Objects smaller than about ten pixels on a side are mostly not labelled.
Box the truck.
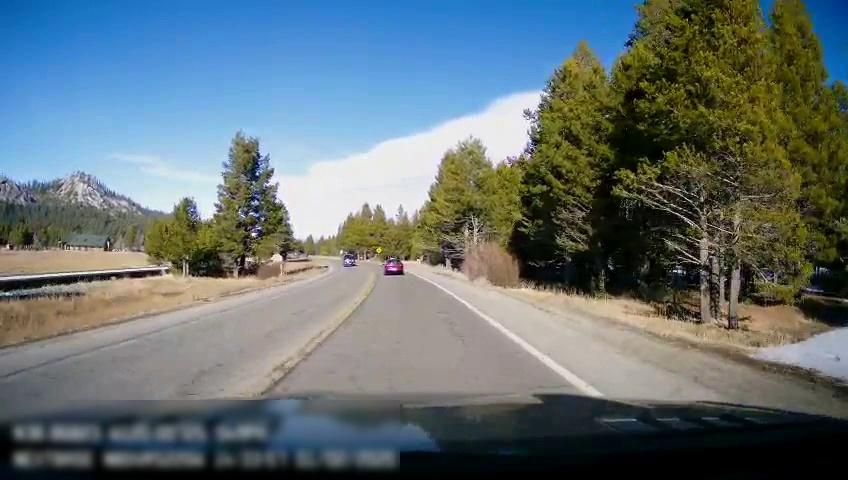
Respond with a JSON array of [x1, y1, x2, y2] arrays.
[[342, 253, 357, 267]]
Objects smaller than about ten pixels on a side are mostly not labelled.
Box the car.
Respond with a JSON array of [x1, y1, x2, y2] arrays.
[[383, 257, 405, 276]]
